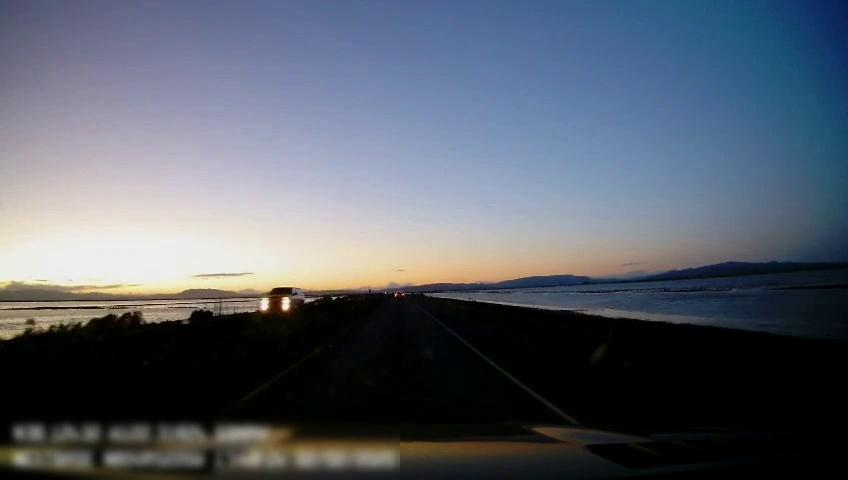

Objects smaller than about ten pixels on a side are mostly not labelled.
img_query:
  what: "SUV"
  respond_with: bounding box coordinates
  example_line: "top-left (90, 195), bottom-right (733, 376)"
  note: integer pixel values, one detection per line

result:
top-left (257, 287), bottom-right (306, 315)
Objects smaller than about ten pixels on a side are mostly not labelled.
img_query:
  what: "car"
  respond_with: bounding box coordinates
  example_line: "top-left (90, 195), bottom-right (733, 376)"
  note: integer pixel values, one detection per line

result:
top-left (394, 291), bottom-right (406, 299)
